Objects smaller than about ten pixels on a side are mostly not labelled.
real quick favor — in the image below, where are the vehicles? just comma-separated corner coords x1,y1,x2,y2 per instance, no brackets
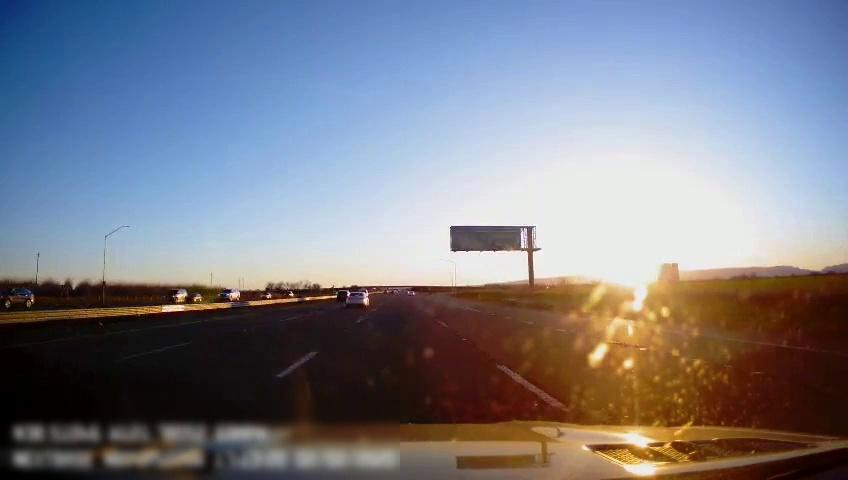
0,287,35,310
188,293,203,304
283,291,295,299
161,289,189,305
218,289,241,302
259,292,272,300
337,290,351,302
346,291,369,309
358,289,369,296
